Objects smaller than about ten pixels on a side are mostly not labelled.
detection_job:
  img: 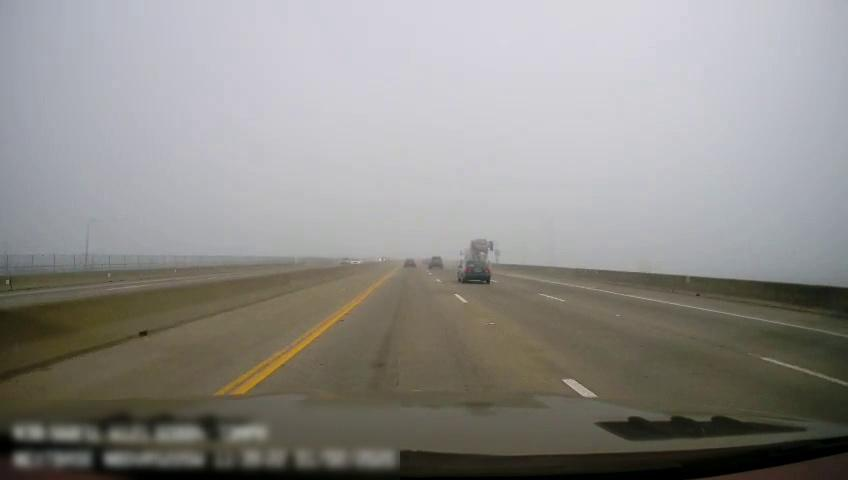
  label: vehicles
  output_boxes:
[426,256,444,269]
[458,238,494,264]
[349,257,365,265]
[456,258,491,285]
[403,258,416,268]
